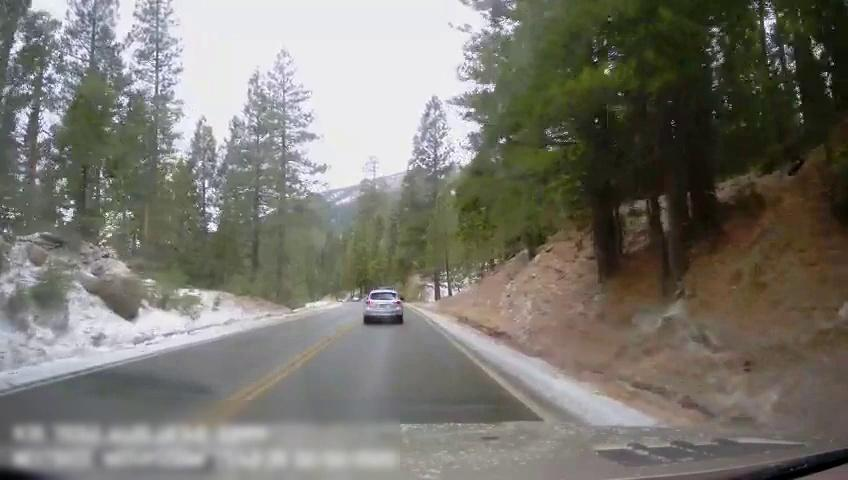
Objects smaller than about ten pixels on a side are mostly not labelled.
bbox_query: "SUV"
[364,289,405,324]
